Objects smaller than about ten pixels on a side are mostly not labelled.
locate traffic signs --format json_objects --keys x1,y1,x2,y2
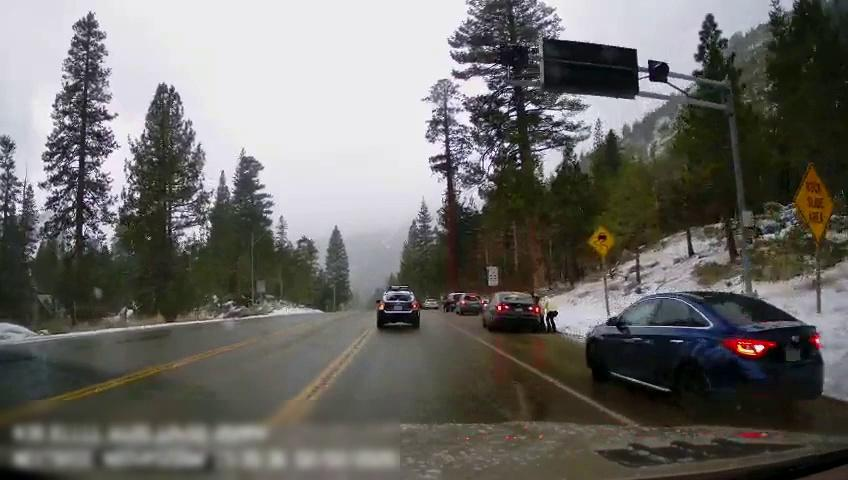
[
  {"x1": 488, "y1": 266, "x2": 499, "y2": 279},
  {"x1": 792, "y1": 161, "x2": 835, "y2": 242},
  {"x1": 488, "y1": 278, "x2": 499, "y2": 287},
  {"x1": 587, "y1": 225, "x2": 615, "y2": 256}
]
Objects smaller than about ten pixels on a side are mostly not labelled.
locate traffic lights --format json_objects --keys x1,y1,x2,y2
[
  {"x1": 508, "y1": 44, "x2": 530, "y2": 69},
  {"x1": 646, "y1": 58, "x2": 671, "y2": 83}
]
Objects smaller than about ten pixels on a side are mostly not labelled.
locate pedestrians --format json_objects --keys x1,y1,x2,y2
[
  {"x1": 528, "y1": 289, "x2": 541, "y2": 309},
  {"x1": 442, "y1": 298, "x2": 453, "y2": 313},
  {"x1": 541, "y1": 299, "x2": 559, "y2": 333}
]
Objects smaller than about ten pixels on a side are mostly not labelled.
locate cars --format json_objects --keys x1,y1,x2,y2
[
  {"x1": 481, "y1": 291, "x2": 544, "y2": 333},
  {"x1": 421, "y1": 298, "x2": 439, "y2": 310},
  {"x1": 584, "y1": 291, "x2": 828, "y2": 417}
]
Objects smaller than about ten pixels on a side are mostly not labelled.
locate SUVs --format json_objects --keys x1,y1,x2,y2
[
  {"x1": 455, "y1": 293, "x2": 484, "y2": 316},
  {"x1": 375, "y1": 284, "x2": 420, "y2": 329},
  {"x1": 444, "y1": 292, "x2": 465, "y2": 313}
]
